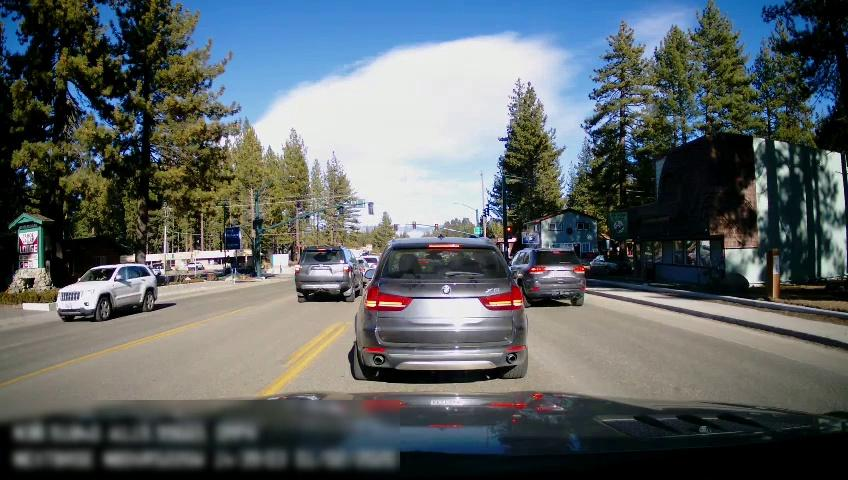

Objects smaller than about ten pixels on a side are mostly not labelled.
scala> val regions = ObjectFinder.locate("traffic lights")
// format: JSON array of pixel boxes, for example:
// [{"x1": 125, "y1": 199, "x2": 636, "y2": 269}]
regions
[
  {"x1": 484, "y1": 203, "x2": 490, "y2": 217},
  {"x1": 368, "y1": 202, "x2": 374, "y2": 215},
  {"x1": 338, "y1": 203, "x2": 343, "y2": 214},
  {"x1": 507, "y1": 226, "x2": 513, "y2": 238}
]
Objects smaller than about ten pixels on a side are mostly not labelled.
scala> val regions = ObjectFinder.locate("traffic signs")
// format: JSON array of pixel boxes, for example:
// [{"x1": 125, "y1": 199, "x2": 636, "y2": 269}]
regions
[{"x1": 473, "y1": 226, "x2": 483, "y2": 236}]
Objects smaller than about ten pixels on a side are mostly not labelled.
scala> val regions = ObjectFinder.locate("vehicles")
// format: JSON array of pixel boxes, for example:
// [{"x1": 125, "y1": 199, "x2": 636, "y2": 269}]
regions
[
  {"x1": 360, "y1": 260, "x2": 370, "y2": 286},
  {"x1": 186, "y1": 261, "x2": 203, "y2": 271},
  {"x1": 506, "y1": 247, "x2": 585, "y2": 308},
  {"x1": 590, "y1": 253, "x2": 626, "y2": 273},
  {"x1": 295, "y1": 247, "x2": 363, "y2": 302},
  {"x1": 57, "y1": 264, "x2": 158, "y2": 323},
  {"x1": 354, "y1": 237, "x2": 525, "y2": 379},
  {"x1": 360, "y1": 254, "x2": 379, "y2": 267}
]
